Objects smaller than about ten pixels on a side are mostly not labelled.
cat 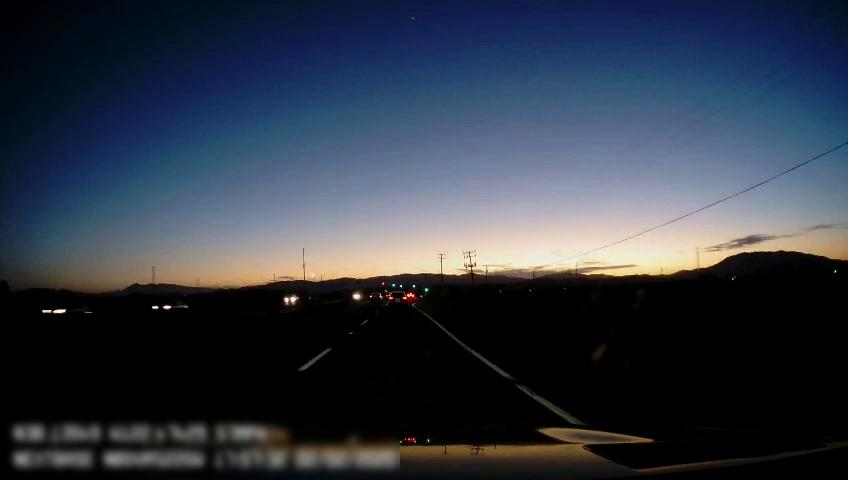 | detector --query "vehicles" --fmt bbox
[150,298,189,316]
[40,300,93,322]
[283,293,300,305]
[389,290,408,306]
[369,292,383,304]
